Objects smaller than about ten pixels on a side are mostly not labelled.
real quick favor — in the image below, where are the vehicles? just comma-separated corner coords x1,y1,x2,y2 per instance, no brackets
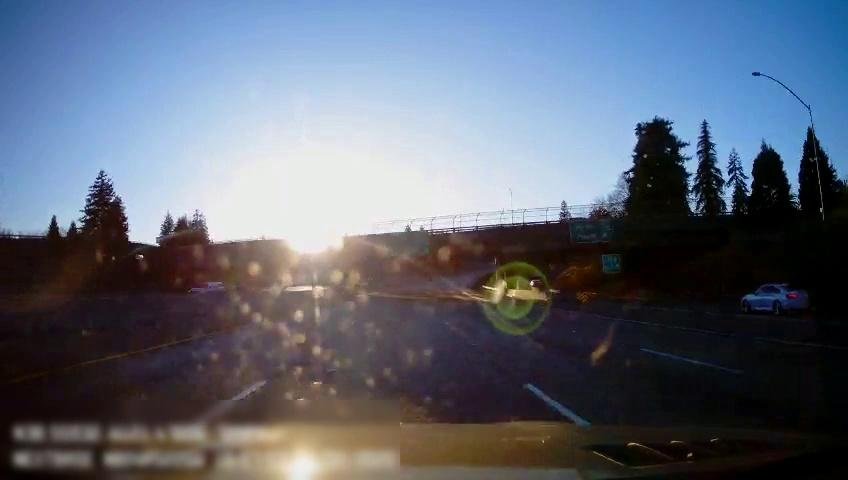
530,279,544,287
188,281,226,294
740,283,809,316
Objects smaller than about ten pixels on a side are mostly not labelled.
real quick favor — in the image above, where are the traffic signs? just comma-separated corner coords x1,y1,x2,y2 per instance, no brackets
568,218,616,244
393,236,429,257
601,253,623,273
